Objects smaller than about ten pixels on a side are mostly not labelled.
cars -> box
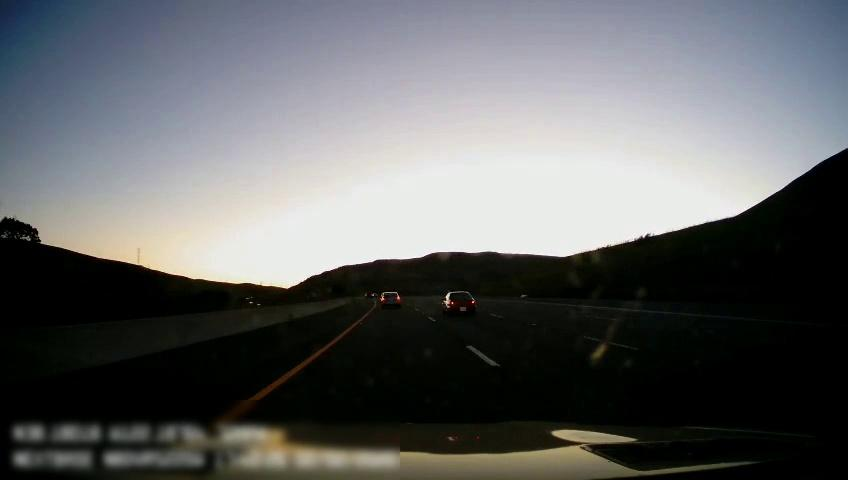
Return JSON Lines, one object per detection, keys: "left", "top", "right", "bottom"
{"left": 380, "top": 292, "right": 401, "bottom": 309}
{"left": 440, "top": 291, "right": 476, "bottom": 315}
